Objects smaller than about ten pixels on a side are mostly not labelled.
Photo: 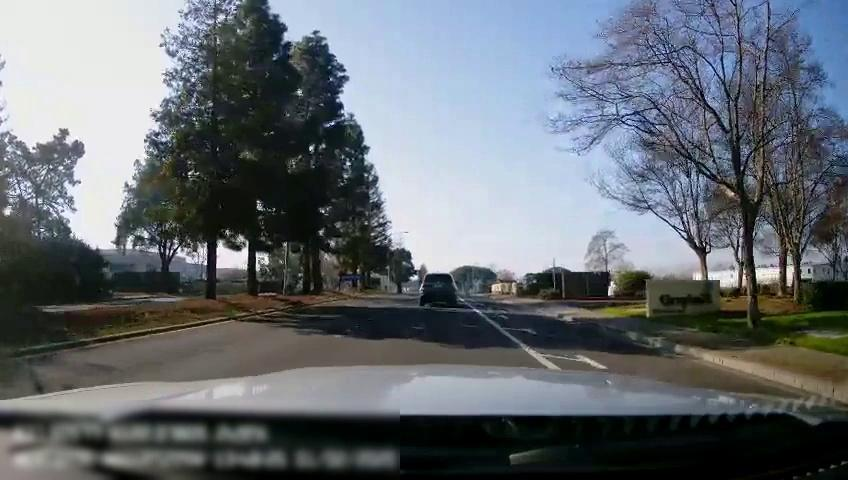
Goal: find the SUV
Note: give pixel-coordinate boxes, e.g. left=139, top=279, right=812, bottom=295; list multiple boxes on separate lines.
left=419, top=273, right=457, bottom=306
